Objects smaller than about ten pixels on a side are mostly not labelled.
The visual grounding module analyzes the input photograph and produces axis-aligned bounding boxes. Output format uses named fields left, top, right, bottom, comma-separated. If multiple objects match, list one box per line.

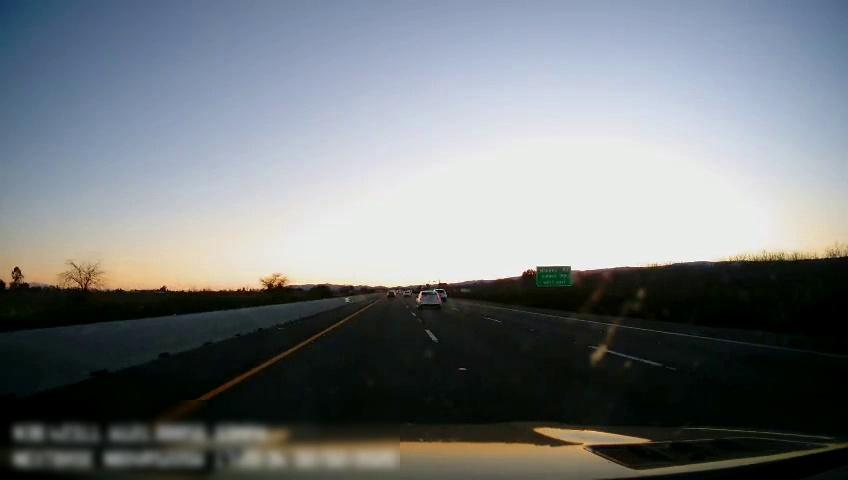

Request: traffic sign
left=536, top=265, right=575, bottom=289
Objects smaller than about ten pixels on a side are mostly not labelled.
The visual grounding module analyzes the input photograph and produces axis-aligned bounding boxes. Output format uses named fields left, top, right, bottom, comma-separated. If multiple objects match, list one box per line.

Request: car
left=415, top=289, right=442, bottom=310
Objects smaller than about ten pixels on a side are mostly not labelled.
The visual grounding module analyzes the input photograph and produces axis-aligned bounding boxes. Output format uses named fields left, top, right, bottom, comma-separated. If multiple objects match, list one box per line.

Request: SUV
left=435, top=288, right=448, bottom=302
